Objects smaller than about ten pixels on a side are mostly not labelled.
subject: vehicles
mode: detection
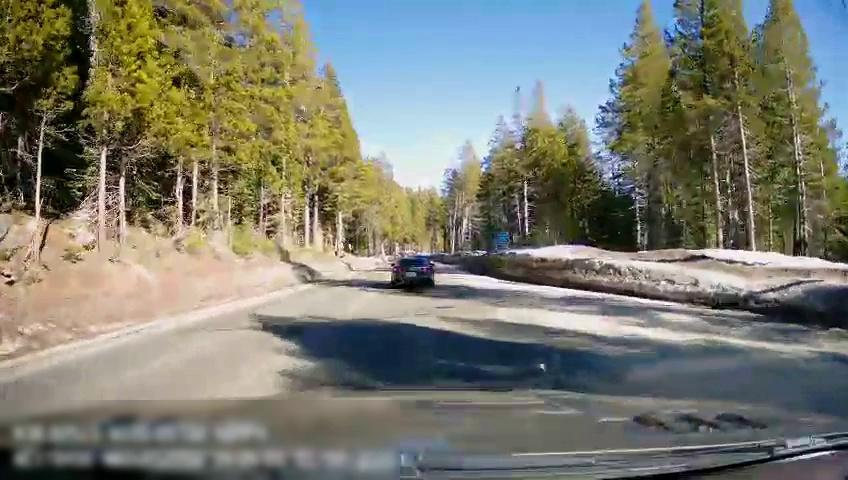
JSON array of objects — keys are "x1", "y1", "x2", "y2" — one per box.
[
  {"x1": 418, "y1": 253, "x2": 437, "y2": 269},
  {"x1": 389, "y1": 257, "x2": 434, "y2": 291}
]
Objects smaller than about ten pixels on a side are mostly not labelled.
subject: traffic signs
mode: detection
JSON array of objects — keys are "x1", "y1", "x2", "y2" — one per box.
[{"x1": 492, "y1": 233, "x2": 513, "y2": 245}]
